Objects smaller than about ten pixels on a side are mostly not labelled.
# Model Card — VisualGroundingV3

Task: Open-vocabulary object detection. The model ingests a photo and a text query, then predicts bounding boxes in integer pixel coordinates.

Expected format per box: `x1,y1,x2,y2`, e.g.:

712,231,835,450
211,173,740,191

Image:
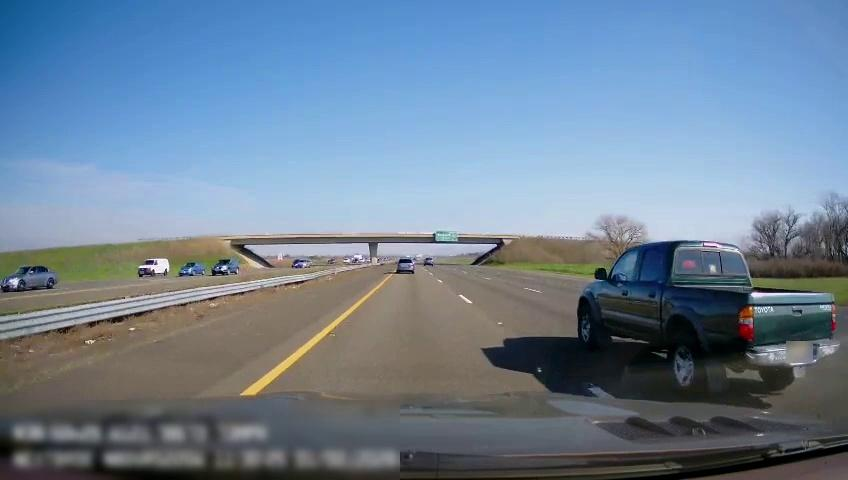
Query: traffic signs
434,230,458,242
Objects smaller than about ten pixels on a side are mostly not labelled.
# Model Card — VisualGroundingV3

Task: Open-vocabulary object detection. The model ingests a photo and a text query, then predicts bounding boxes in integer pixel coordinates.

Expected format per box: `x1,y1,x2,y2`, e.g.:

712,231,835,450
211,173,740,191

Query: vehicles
211,258,241,276
396,257,415,274
295,259,312,270
576,239,841,401
423,258,433,267
178,262,206,277
0,265,58,293
137,258,170,278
